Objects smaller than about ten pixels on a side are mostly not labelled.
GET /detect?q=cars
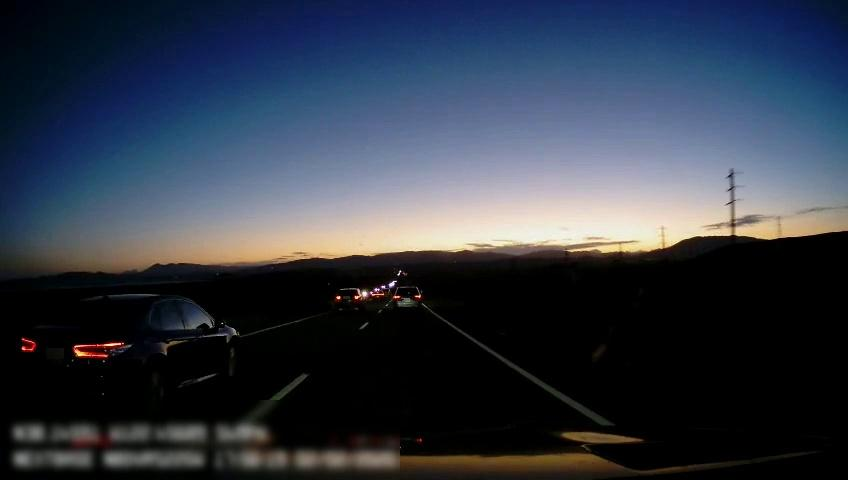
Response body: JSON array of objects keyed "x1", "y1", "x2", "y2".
[
  {"x1": 18, "y1": 294, "x2": 243, "y2": 421},
  {"x1": 371, "y1": 291, "x2": 385, "y2": 302}
]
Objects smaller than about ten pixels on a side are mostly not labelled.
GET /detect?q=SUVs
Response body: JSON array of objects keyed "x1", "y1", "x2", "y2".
[
  {"x1": 393, "y1": 285, "x2": 422, "y2": 315},
  {"x1": 333, "y1": 287, "x2": 365, "y2": 316}
]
